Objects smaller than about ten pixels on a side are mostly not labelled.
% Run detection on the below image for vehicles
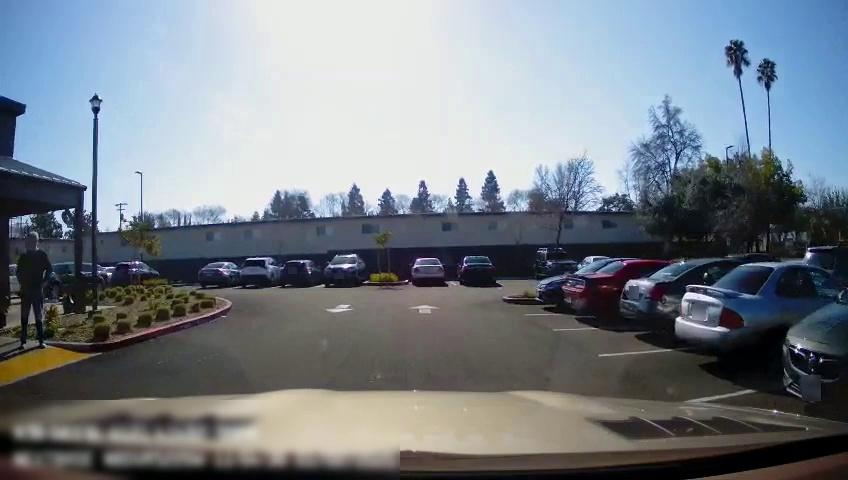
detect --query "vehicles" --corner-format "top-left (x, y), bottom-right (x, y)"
top-left (9, 263), bottom-right (22, 297)
top-left (239, 257), bottom-right (283, 289)
top-left (411, 257), bottom-right (445, 286)
top-left (804, 245), bottom-right (848, 286)
top-left (112, 260), bottom-right (160, 284)
top-left (536, 258), bottom-right (641, 307)
top-left (279, 259), bottom-right (324, 288)
top-left (577, 255), bottom-right (611, 271)
top-left (674, 259), bottom-right (848, 368)
top-left (561, 259), bottom-right (676, 312)
top-left (724, 253), bottom-right (781, 262)
top-left (534, 247), bottom-right (578, 277)
top-left (778, 284), bottom-right (848, 409)
top-left (41, 264), bottom-right (109, 297)
top-left (619, 257), bottom-right (753, 330)
top-left (456, 255), bottom-right (497, 286)
top-left (100, 266), bottom-right (115, 285)
top-left (324, 253), bottom-right (364, 287)
top-left (199, 261), bottom-right (242, 288)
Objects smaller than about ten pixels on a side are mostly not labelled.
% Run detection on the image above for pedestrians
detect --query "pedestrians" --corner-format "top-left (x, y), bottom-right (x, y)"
top-left (15, 229), bottom-right (51, 355)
